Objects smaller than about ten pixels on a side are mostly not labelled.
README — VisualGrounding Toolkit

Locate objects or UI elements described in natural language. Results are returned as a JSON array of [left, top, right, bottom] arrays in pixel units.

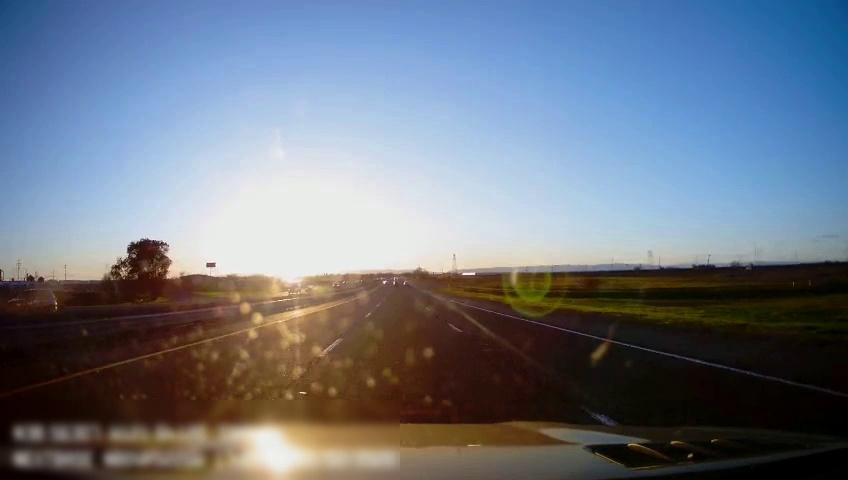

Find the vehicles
[[0, 289, 57, 321], [287, 284, 302, 294]]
